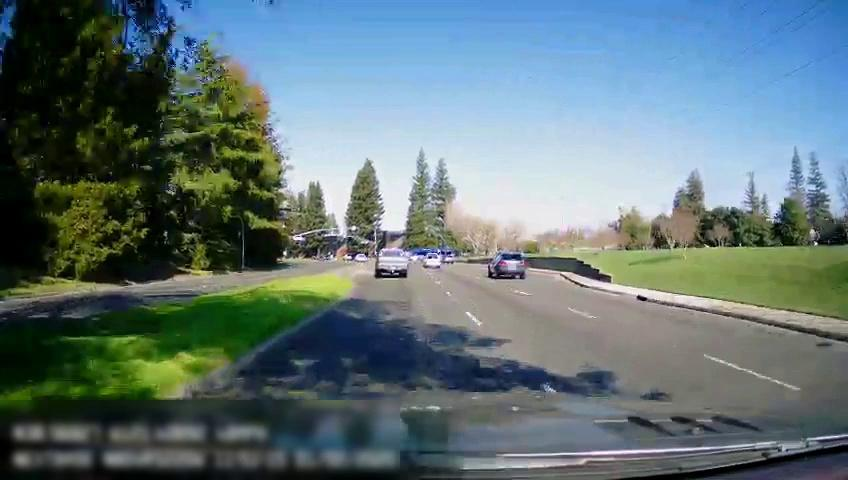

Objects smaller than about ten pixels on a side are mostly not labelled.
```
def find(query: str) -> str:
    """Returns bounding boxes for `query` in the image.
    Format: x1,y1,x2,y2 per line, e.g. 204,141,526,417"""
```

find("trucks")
375,247,408,277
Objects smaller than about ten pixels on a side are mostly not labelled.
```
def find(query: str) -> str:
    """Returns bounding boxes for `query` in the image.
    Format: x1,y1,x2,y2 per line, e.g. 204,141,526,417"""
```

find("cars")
423,253,441,268
487,251,526,279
